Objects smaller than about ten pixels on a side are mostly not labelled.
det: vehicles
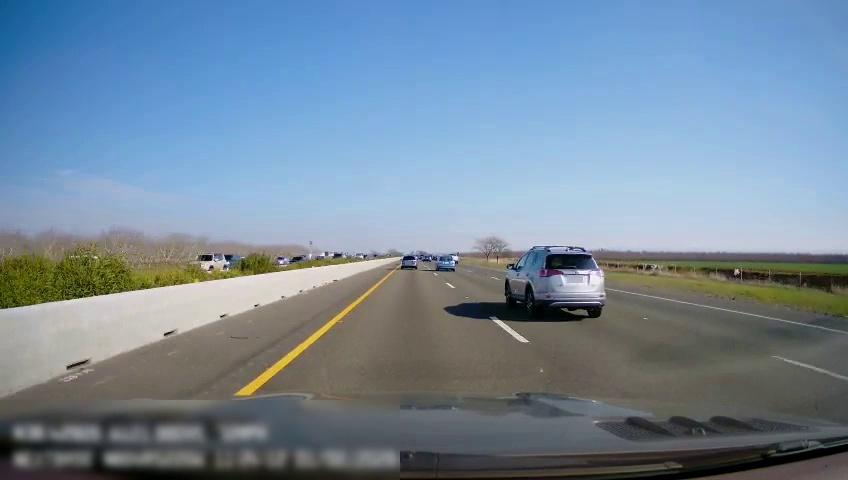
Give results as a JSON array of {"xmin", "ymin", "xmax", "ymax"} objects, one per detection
[
  {"xmin": 436, "ymin": 255, "xmax": 458, "ymax": 273},
  {"xmin": 224, "ymin": 254, "xmax": 241, "ymax": 270},
  {"xmin": 401, "ymin": 256, "xmax": 418, "ymax": 270},
  {"xmin": 185, "ymin": 253, "xmax": 227, "ymax": 272},
  {"xmin": 288, "ymin": 255, "xmax": 307, "ymax": 264},
  {"xmin": 504, "ymin": 244, "xmax": 605, "ymax": 319}
]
